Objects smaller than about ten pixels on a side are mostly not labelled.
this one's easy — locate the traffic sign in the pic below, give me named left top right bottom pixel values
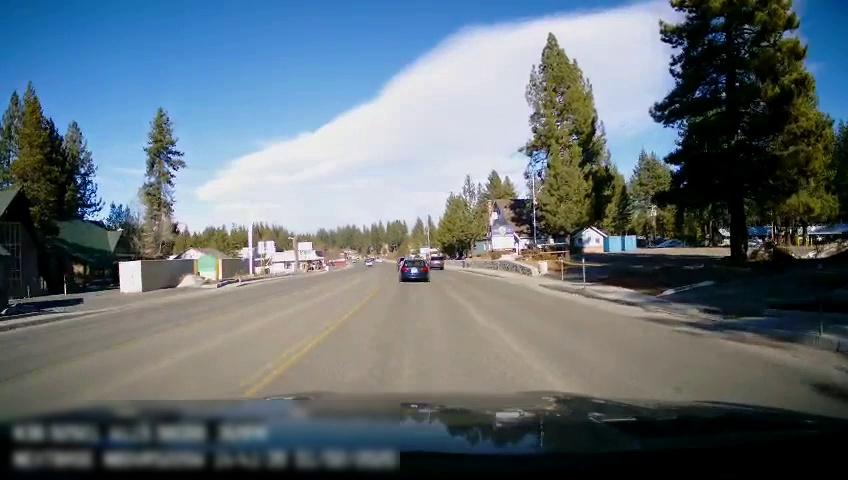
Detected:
left=296, top=243, right=311, bottom=258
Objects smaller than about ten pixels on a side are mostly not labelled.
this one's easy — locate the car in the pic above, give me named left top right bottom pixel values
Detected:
left=400, top=257, right=427, bottom=281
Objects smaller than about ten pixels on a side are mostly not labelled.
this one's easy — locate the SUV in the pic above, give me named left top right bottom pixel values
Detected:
left=429, top=255, right=446, bottom=270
